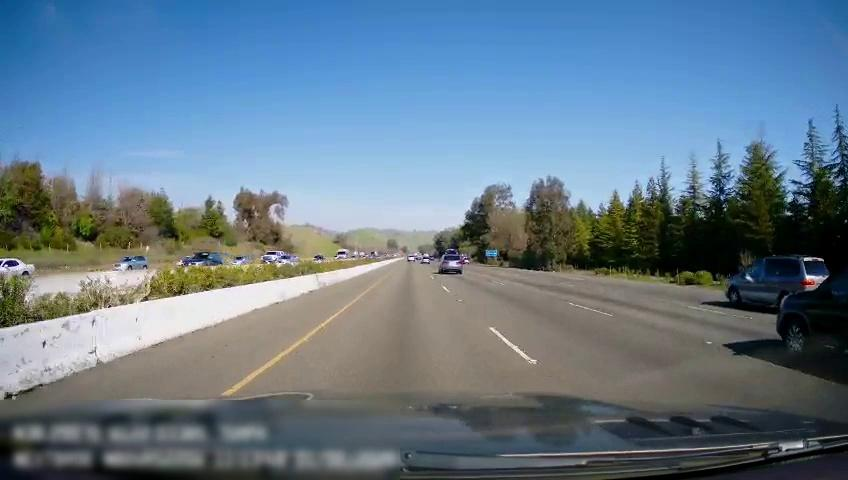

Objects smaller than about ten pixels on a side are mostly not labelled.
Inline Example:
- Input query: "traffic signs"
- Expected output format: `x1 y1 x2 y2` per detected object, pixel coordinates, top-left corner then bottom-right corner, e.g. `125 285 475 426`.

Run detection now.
485 249 498 257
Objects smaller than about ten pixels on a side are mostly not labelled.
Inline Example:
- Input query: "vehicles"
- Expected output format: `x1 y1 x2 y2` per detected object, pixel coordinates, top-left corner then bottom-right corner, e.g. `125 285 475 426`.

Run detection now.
459 252 471 265
174 255 198 269
272 255 299 266
725 253 831 310
258 250 288 264
438 253 464 274
420 256 431 264
335 248 351 260
111 255 149 272
231 256 249 266
369 250 379 257
445 248 458 255
775 263 848 358
0 257 35 281
310 254 327 263
183 251 225 268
